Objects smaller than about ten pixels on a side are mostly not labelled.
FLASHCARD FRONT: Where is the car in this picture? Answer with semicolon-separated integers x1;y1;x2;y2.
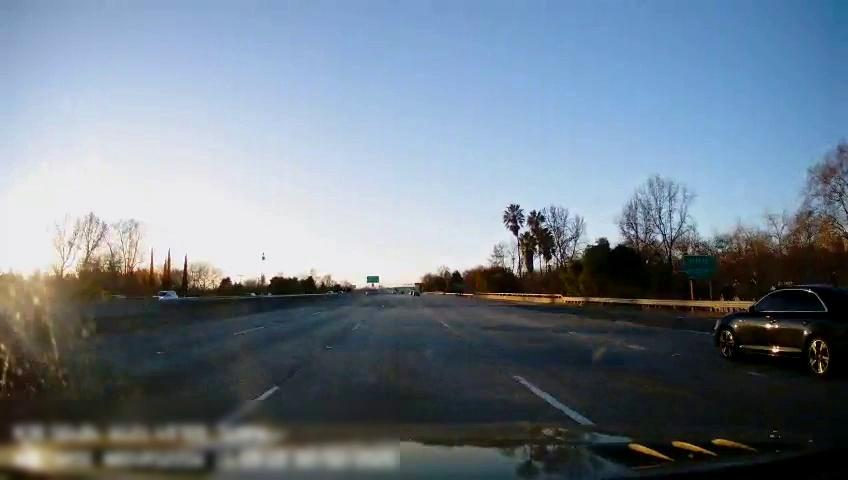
711;284;848;381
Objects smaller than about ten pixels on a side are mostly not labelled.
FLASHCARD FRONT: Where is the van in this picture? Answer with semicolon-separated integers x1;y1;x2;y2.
151;290;178;301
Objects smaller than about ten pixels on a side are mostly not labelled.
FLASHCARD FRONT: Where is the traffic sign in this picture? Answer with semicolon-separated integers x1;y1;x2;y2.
682;254;717;274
